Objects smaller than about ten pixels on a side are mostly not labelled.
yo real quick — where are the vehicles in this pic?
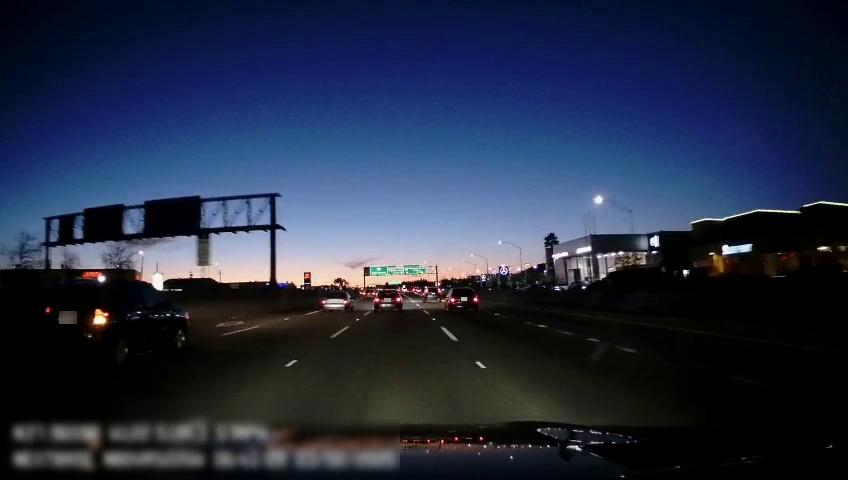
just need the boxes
[373,289,403,312]
[422,287,441,303]
[581,278,610,292]
[44,280,191,366]
[363,289,378,300]
[443,288,479,314]
[322,291,355,313]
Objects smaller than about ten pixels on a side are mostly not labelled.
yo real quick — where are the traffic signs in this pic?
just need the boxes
[369,265,389,276]
[403,264,427,275]
[388,265,404,275]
